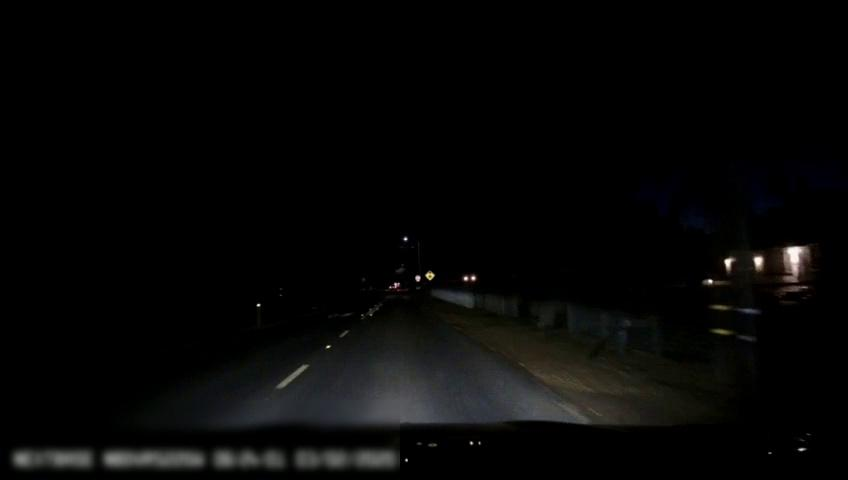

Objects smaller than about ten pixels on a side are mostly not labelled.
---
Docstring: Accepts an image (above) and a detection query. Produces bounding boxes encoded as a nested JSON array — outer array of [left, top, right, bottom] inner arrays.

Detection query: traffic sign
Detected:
[[425, 270, 436, 282]]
